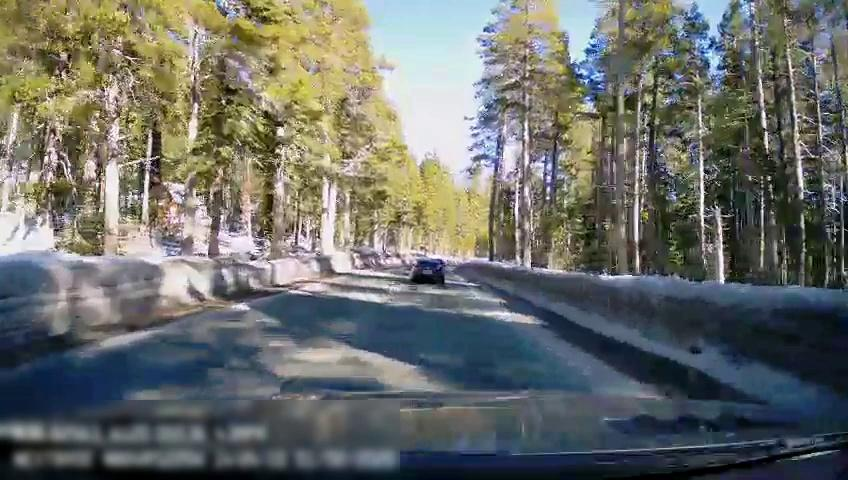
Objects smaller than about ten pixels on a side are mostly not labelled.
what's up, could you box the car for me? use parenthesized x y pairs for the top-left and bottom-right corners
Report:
(410, 256), (447, 285)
